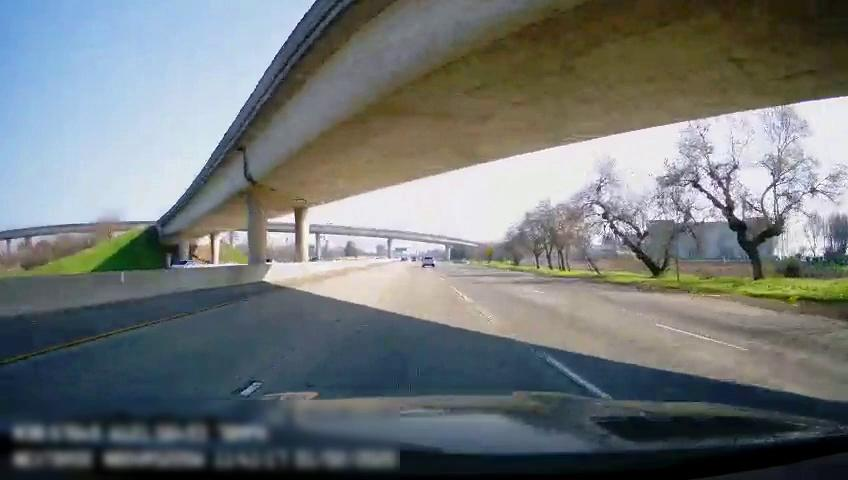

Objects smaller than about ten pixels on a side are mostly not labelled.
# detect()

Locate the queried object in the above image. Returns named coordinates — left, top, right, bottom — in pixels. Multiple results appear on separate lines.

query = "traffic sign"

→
left=395, top=247, right=407, bottom=252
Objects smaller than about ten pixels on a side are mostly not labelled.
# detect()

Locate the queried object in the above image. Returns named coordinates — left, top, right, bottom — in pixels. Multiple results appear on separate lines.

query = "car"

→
left=173, top=260, right=196, bottom=268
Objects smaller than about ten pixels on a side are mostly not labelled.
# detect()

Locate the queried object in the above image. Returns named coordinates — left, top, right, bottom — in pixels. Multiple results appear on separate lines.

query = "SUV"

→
left=421, top=256, right=435, bottom=267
